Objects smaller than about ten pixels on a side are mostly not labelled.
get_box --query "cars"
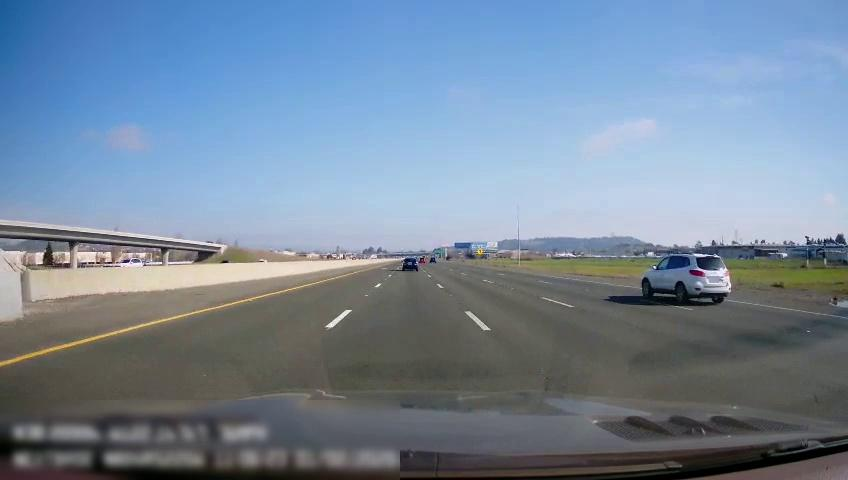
[403,258,418,271]
[112,257,144,268]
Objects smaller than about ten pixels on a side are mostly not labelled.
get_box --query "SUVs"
[641,253,731,306]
